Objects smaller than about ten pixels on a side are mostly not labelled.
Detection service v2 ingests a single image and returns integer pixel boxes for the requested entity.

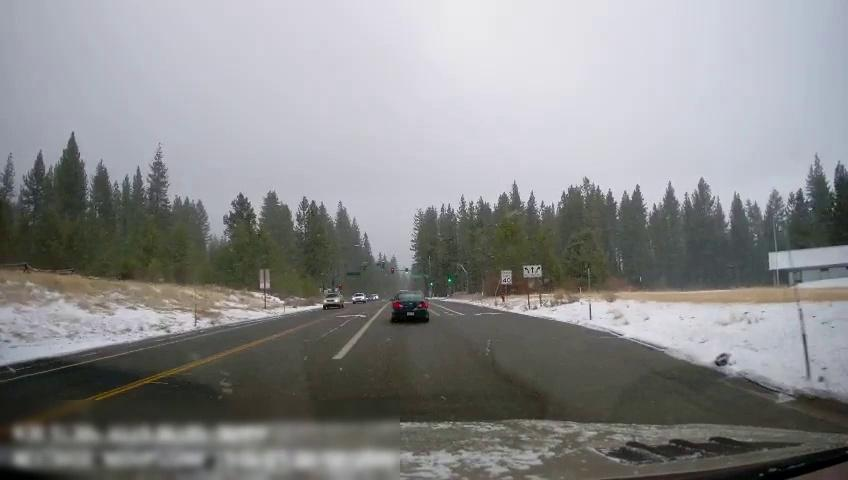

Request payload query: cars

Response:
[391,293,429,323]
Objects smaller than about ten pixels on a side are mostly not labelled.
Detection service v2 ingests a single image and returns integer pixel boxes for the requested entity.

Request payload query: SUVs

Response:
[322,291,345,310]
[351,292,367,304]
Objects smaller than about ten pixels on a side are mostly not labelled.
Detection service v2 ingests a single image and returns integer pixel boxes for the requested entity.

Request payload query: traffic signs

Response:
[522,264,543,278]
[501,270,513,285]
